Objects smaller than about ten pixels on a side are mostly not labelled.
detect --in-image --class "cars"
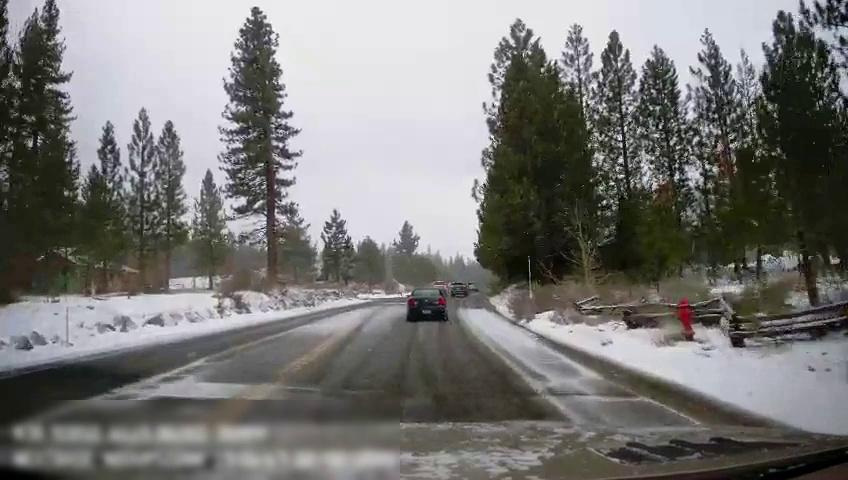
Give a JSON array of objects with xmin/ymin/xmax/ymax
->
[
  {"xmin": 450, "ymin": 280, "xmax": 470, "ymax": 297},
  {"xmin": 406, "ymin": 287, "xmax": 448, "ymax": 322}
]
